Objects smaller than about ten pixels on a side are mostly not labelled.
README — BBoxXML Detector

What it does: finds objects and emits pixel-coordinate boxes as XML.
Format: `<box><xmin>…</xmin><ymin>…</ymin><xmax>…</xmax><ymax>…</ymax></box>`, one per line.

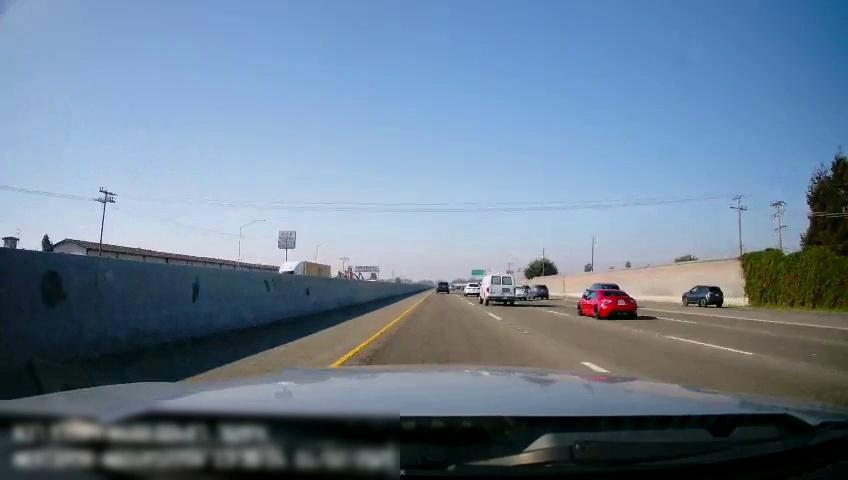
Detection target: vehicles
<box><xmin>577</xmin><ymin>289</ymin><xmax>638</xmax><ymax>321</ymax></box>
<box><xmin>514</xmin><ymin>286</ymin><xmax>528</xmax><ymax>300</ymax></box>
<box><xmin>680</xmin><ymin>284</ymin><xmax>725</xmax><ymax>307</ymax></box>
<box><xmin>585</xmin><ymin>283</ymin><xmax>621</xmax><ymax>293</ymax></box>
<box><xmin>529</xmin><ymin>284</ymin><xmax>550</xmax><ymax>300</ymax></box>
<box><xmin>436</xmin><ymin>280</ymin><xmax>450</xmax><ymax>294</ymax></box>
<box><xmin>478</xmin><ymin>273</ymin><xmax>515</xmax><ymax>307</ymax></box>
<box><xmin>463</xmin><ymin>282</ymin><xmax>480</xmax><ymax>297</ymax></box>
